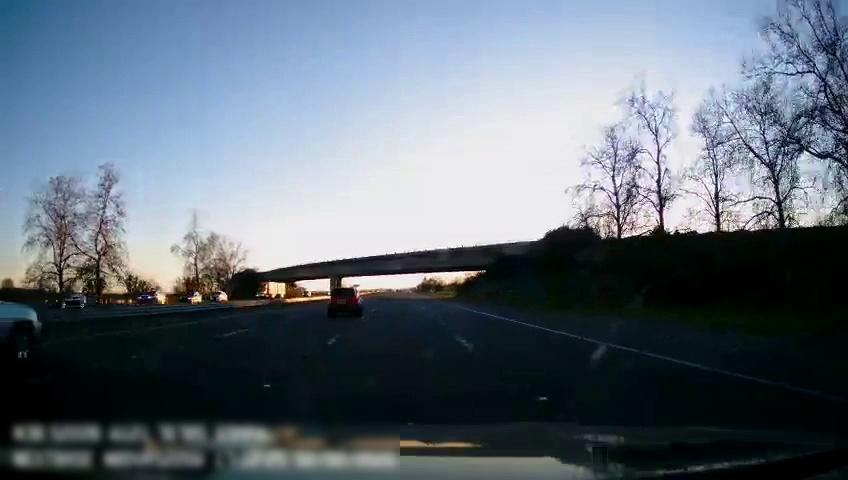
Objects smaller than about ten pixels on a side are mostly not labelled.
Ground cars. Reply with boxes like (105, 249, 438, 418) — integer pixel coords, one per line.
(44, 293, 87, 311)
(178, 291, 203, 306)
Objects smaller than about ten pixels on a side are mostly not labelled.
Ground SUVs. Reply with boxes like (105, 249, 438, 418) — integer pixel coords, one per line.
(0, 300, 42, 369)
(210, 291, 228, 302)
(136, 290, 167, 305)
(327, 287, 364, 318)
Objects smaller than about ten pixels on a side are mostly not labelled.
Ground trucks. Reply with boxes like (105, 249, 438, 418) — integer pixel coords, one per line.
(255, 282, 286, 300)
